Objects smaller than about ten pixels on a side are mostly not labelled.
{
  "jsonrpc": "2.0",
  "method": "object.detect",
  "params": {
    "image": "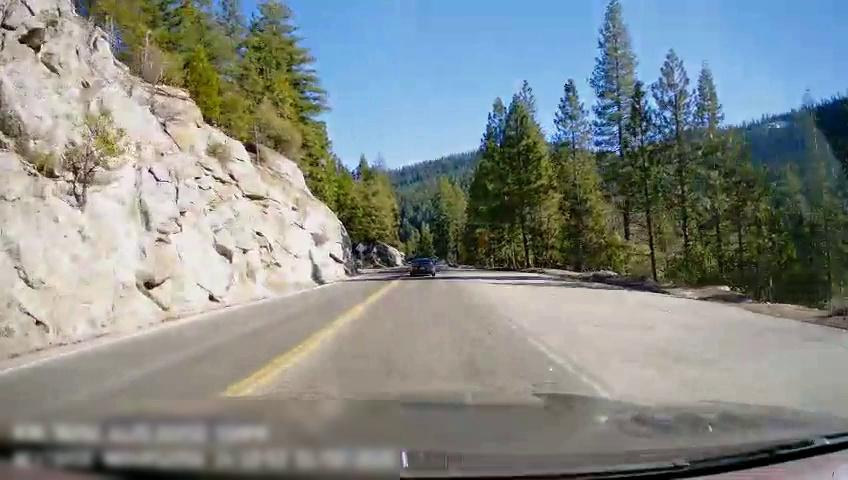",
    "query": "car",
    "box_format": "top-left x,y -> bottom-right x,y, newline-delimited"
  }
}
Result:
408,258 -> 436,278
